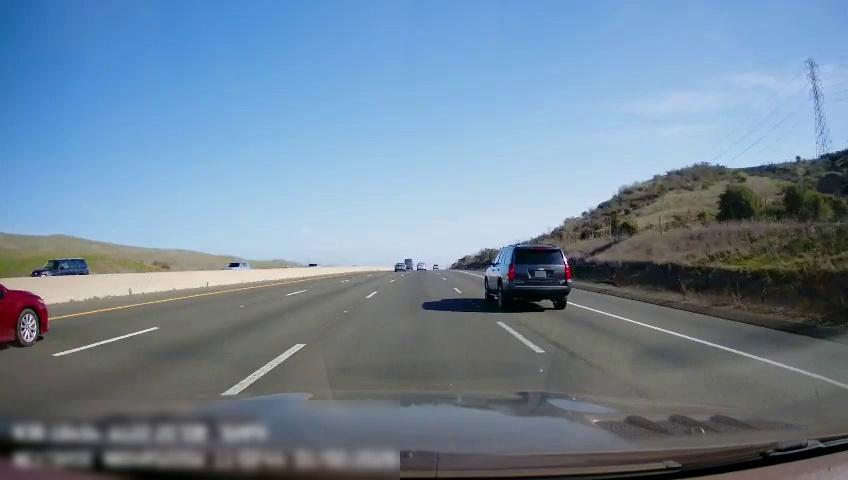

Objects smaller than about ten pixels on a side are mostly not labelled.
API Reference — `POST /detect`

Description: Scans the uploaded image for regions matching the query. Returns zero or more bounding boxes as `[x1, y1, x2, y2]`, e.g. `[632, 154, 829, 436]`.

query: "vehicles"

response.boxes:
[404, 258, 413, 269]
[483, 243, 572, 312]
[0, 283, 49, 347]
[31, 257, 90, 278]
[416, 262, 427, 272]
[308, 263, 319, 268]
[394, 263, 406, 273]
[223, 261, 251, 270]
